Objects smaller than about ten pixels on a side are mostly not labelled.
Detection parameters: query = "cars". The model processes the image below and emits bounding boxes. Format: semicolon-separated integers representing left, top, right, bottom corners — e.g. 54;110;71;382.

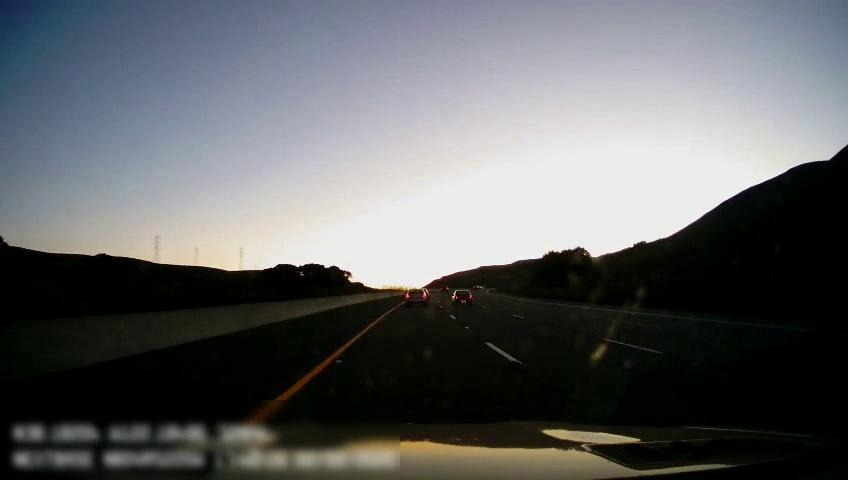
406;287;427;306
451;290;473;306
